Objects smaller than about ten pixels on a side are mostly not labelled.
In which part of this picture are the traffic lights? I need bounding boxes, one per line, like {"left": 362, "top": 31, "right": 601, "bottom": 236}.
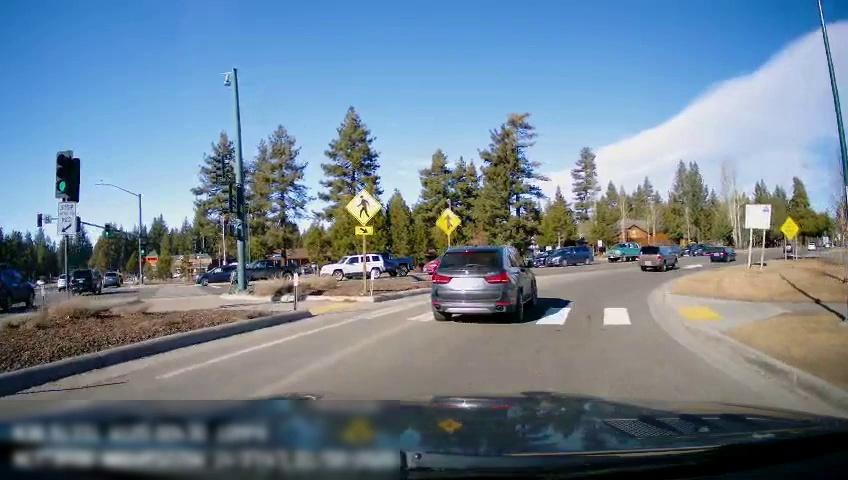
{"left": 36, "top": 214, "right": 43, "bottom": 227}
{"left": 55, "top": 150, "right": 82, "bottom": 200}
{"left": 74, "top": 217, "right": 81, "bottom": 231}
{"left": 104, "top": 224, "right": 111, "bottom": 240}
{"left": 220, "top": 183, "right": 234, "bottom": 213}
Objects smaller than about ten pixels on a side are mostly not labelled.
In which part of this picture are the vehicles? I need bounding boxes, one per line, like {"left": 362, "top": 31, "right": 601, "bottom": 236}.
{"left": 55, "top": 274, "right": 72, "bottom": 291}
{"left": 0, "top": 263, "right": 35, "bottom": 310}
{"left": 709, "top": 247, "right": 737, "bottom": 264}
{"left": 680, "top": 244, "right": 704, "bottom": 257}
{"left": 423, "top": 257, "right": 441, "bottom": 276}
{"left": 321, "top": 254, "right": 385, "bottom": 281}
{"left": 546, "top": 247, "right": 593, "bottom": 269}
{"left": 102, "top": 272, "right": 122, "bottom": 288}
{"left": 195, "top": 268, "right": 236, "bottom": 286}
{"left": 431, "top": 245, "right": 537, "bottom": 324}
{"left": 235, "top": 260, "right": 276, "bottom": 283}
{"left": 535, "top": 250, "right": 552, "bottom": 267}
{"left": 267, "top": 259, "right": 305, "bottom": 280}
{"left": 381, "top": 253, "right": 416, "bottom": 278}
{"left": 70, "top": 270, "right": 102, "bottom": 297}
{"left": 605, "top": 242, "right": 640, "bottom": 261}
{"left": 639, "top": 245, "right": 680, "bottom": 273}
